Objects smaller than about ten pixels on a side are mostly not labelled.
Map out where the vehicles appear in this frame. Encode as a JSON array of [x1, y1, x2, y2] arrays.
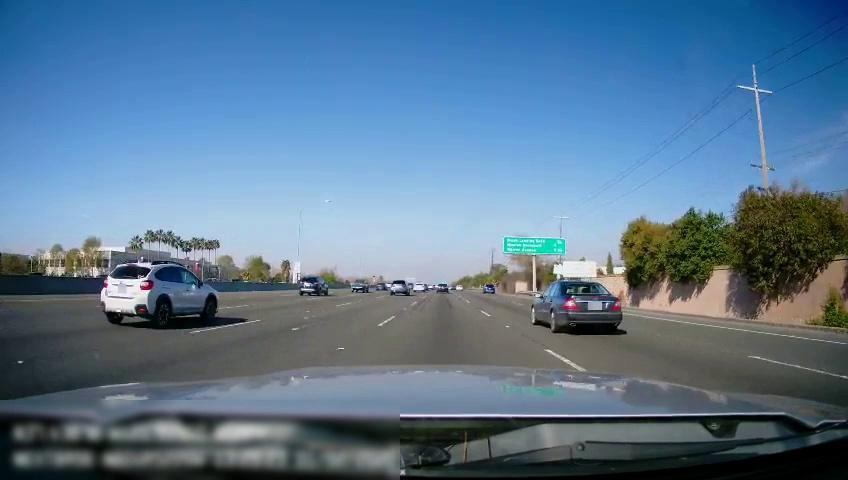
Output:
[[529, 279, 625, 334], [413, 281, 427, 293], [351, 279, 370, 294], [375, 282, 388, 292], [436, 283, 449, 294], [99, 259, 218, 330], [298, 277, 329, 297], [389, 280, 411, 297], [483, 283, 496, 295]]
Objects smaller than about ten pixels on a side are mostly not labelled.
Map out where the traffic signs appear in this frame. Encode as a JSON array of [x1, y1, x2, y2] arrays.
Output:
[[562, 260, 598, 277], [502, 235, 567, 257]]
